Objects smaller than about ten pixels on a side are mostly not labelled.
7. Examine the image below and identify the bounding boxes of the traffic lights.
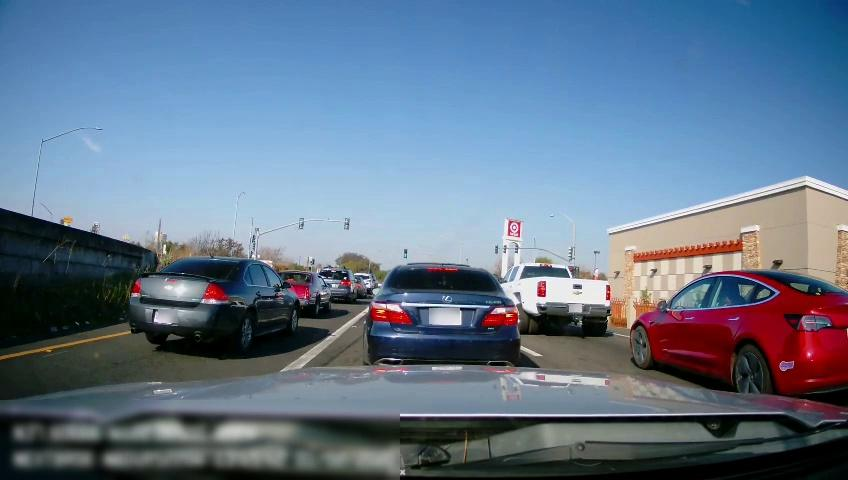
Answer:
[298,217,305,230]
[502,244,508,255]
[343,217,351,231]
[573,265,581,280]
[403,248,408,259]
[514,242,520,254]
[567,246,574,261]
[494,244,499,255]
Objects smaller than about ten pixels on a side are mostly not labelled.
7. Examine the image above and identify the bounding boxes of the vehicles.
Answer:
[317,264,359,305]
[361,262,523,369]
[258,259,274,270]
[126,255,301,356]
[496,262,613,336]
[352,272,374,295]
[369,273,379,289]
[628,267,848,397]
[352,275,369,300]
[274,269,334,317]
